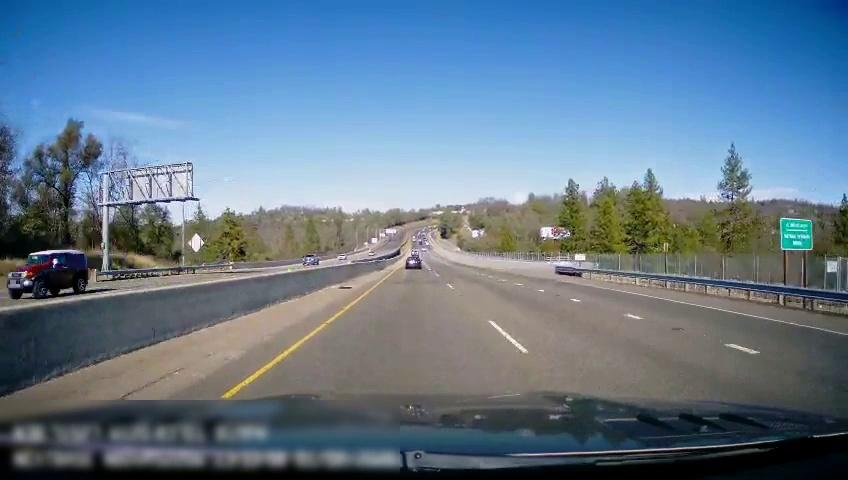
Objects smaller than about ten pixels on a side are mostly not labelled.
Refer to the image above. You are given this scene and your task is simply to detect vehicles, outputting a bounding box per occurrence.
[302,254,321,266]
[403,255,421,270]
[6,250,90,300]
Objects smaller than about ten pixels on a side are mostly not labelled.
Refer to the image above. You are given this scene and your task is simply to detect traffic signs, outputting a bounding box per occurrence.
[780,217,813,250]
